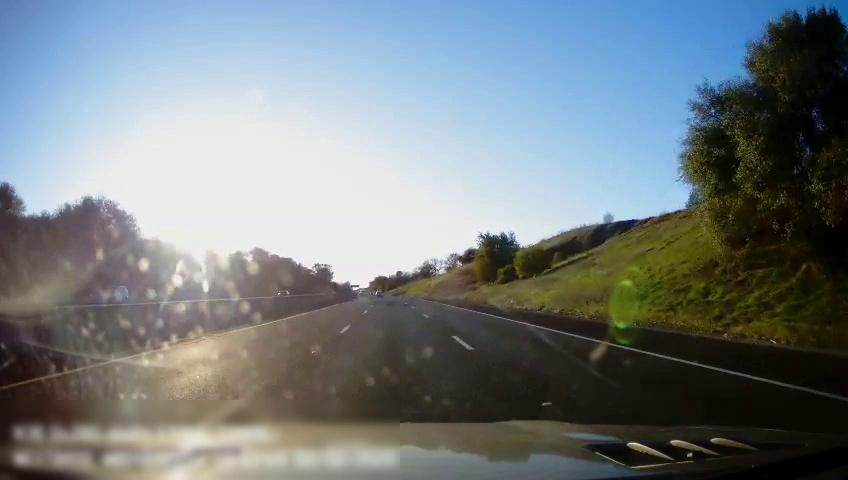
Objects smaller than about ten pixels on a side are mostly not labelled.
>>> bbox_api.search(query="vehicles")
[277,290,290,297]
[358,289,371,298]
[88,285,130,305]
[375,291,384,298]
